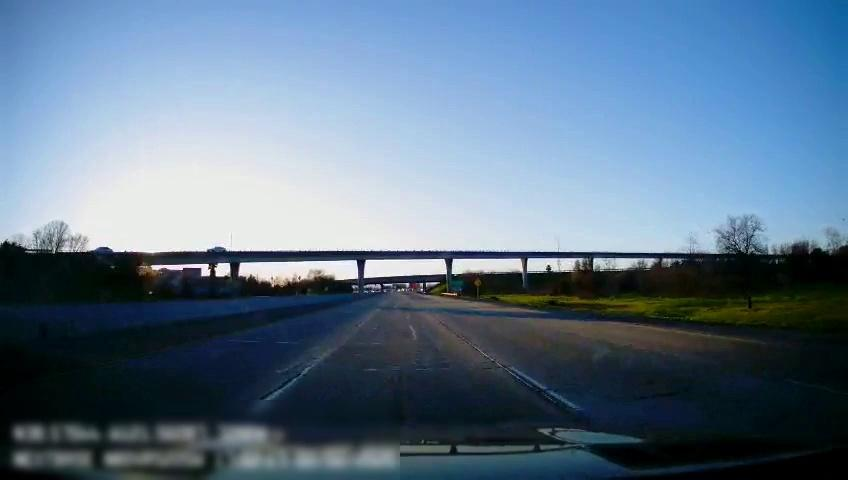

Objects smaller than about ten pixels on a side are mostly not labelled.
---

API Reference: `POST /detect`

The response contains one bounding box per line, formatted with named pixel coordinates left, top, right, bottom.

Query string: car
left=207, top=246, right=226, bottom=253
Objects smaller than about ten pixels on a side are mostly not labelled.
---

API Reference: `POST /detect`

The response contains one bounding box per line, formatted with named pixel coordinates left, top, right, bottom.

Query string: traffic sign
left=451, top=280, right=464, bottom=287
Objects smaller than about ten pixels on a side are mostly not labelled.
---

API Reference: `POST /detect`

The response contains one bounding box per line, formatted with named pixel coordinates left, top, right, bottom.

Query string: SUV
left=90, top=246, right=113, bottom=254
